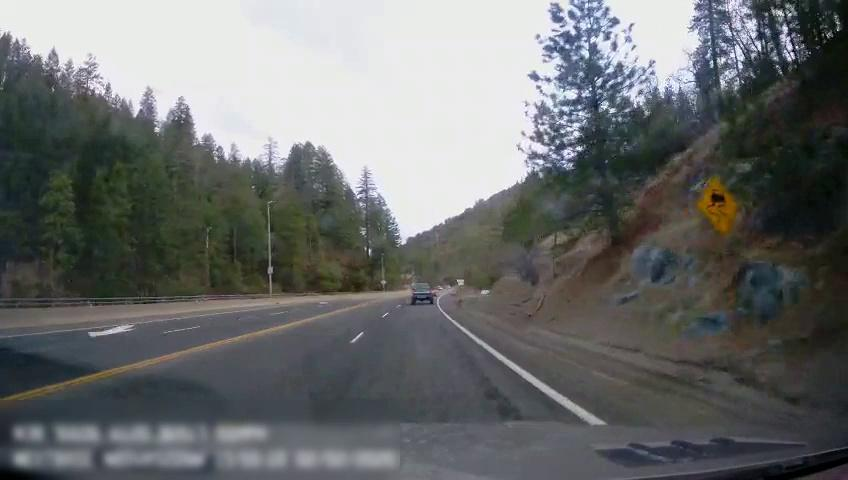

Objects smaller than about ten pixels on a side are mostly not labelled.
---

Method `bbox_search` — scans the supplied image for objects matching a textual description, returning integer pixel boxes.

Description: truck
[411,284,434,305]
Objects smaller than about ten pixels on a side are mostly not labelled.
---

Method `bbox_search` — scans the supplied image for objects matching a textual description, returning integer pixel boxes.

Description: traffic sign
[694,175,744,238]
